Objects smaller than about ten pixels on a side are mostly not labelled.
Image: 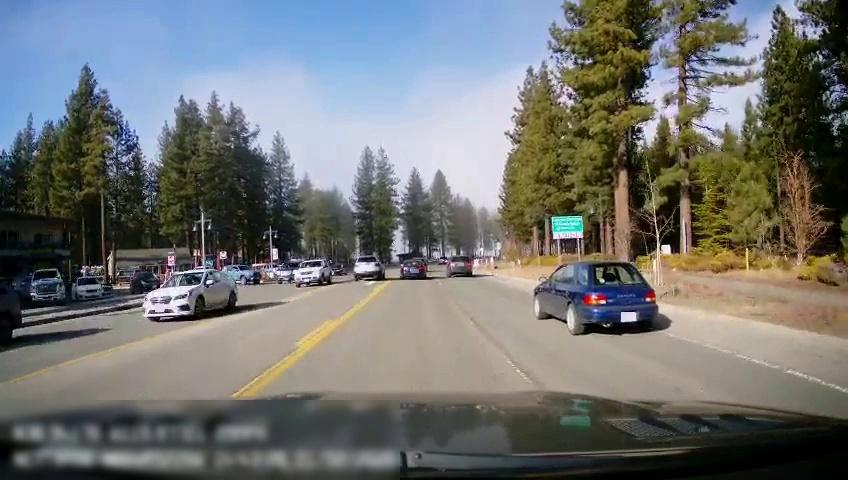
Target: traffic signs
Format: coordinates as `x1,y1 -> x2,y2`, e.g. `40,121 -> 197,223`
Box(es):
552,215 -> 584,239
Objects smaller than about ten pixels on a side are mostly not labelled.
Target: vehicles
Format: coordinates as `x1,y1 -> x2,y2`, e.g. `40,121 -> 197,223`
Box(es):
130,271 -> 159,293
143,269 -> 237,321
293,260 -> 333,287
353,256 -> 383,281
220,264 -> 262,288
276,260 -> 304,284
72,276 -> 105,301
0,283 -> 22,344
533,259 -> 656,337
447,256 -> 474,279
29,268 -> 66,308
400,257 -> 427,280
329,262 -> 345,277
